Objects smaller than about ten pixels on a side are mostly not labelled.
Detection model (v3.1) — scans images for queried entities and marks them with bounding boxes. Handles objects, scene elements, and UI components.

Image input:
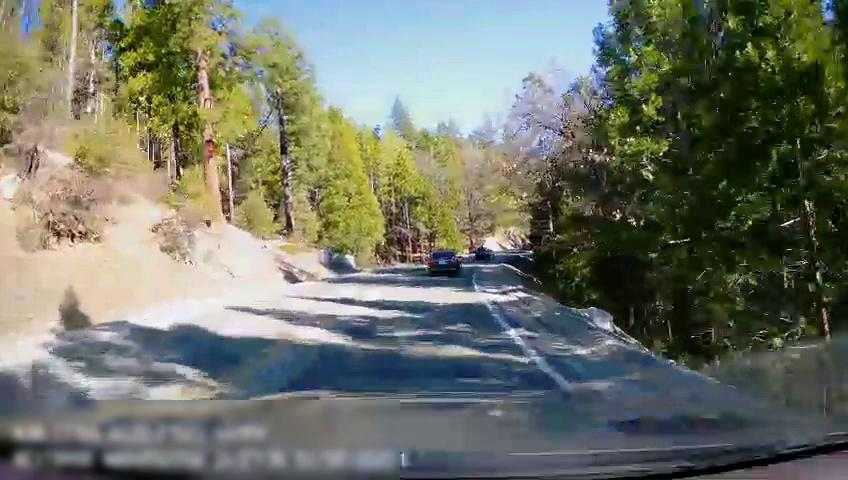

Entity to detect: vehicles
[427,251,465,274]
[473,247,492,261]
